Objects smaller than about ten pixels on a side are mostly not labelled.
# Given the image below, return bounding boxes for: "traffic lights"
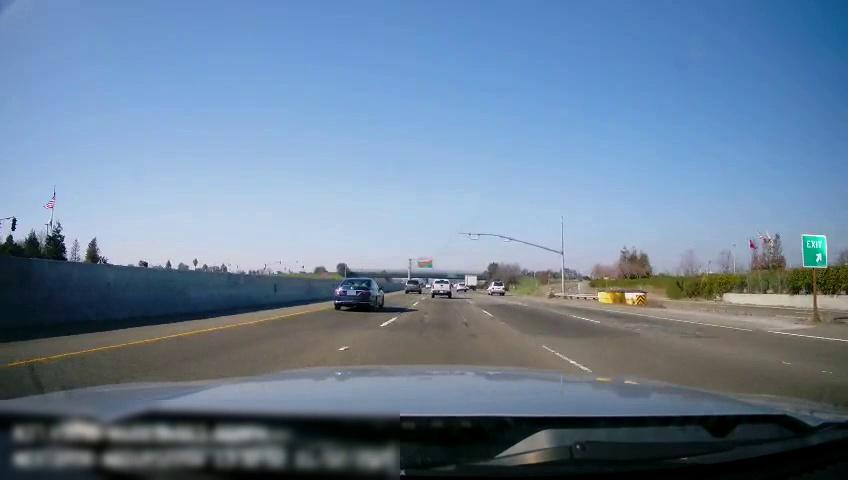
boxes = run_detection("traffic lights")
[11,218,17,232]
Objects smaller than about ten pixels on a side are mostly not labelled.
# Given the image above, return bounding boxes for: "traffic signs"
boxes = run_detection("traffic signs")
[801,233,828,269]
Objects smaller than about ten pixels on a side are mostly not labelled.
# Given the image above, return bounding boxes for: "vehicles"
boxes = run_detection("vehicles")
[488,281,505,296]
[456,282,468,293]
[333,278,385,313]
[465,274,477,291]
[405,279,425,294]
[431,278,452,298]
